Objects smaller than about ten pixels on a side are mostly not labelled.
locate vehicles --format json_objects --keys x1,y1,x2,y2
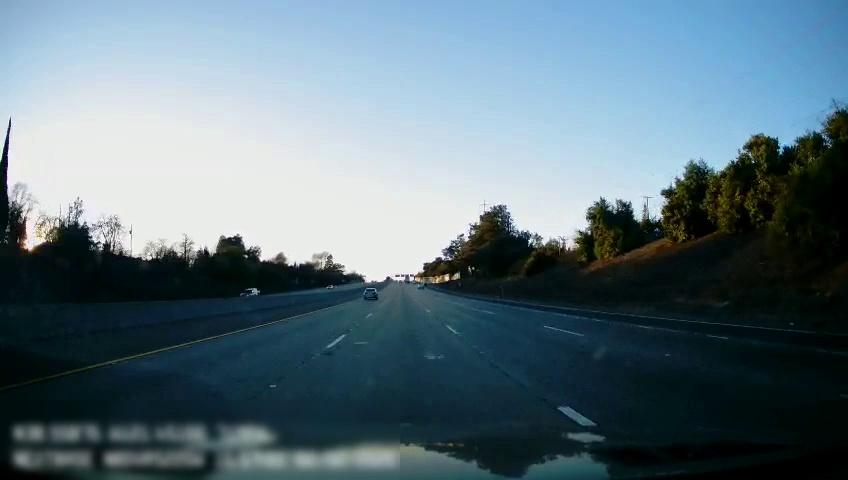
[
  {"x1": 363, "y1": 287, "x2": 380, "y2": 300},
  {"x1": 240, "y1": 288, "x2": 258, "y2": 298}
]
